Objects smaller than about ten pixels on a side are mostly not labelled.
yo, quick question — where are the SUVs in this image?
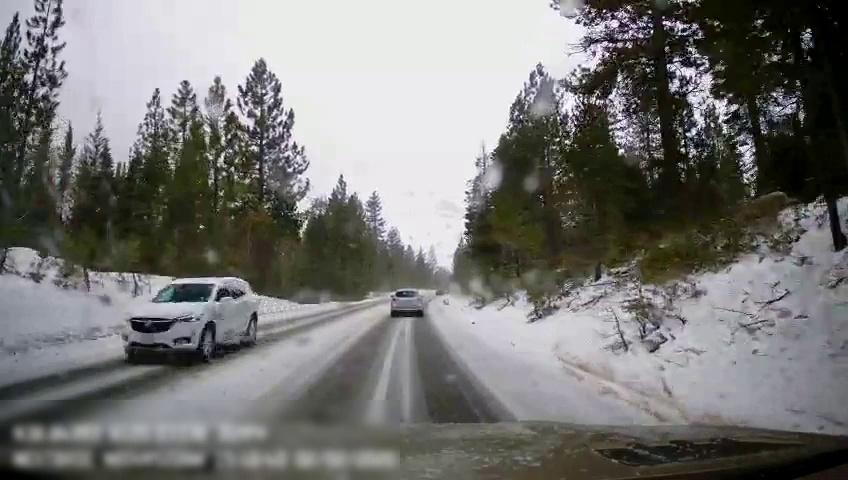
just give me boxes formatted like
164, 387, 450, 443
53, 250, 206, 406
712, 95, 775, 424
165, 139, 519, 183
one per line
389, 287, 424, 317
119, 276, 259, 363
